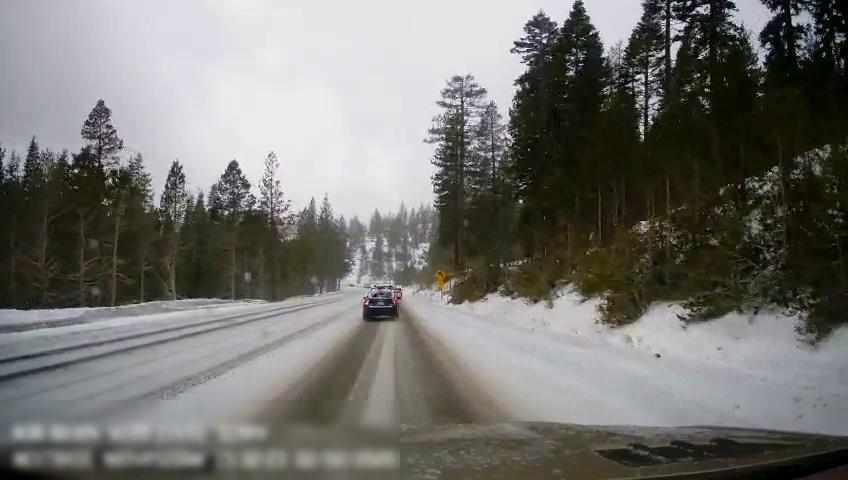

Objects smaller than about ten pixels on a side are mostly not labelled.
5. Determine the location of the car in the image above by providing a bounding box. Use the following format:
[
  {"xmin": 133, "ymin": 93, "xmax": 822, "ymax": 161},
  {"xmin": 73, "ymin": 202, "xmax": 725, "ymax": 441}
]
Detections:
[{"xmin": 362, "ymin": 284, "xmax": 401, "ymax": 323}]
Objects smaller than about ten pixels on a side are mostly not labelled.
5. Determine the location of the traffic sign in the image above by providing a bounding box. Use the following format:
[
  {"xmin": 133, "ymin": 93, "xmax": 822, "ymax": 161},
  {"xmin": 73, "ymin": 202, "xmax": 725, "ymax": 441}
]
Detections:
[{"xmin": 433, "ymin": 268, "xmax": 449, "ymax": 283}]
